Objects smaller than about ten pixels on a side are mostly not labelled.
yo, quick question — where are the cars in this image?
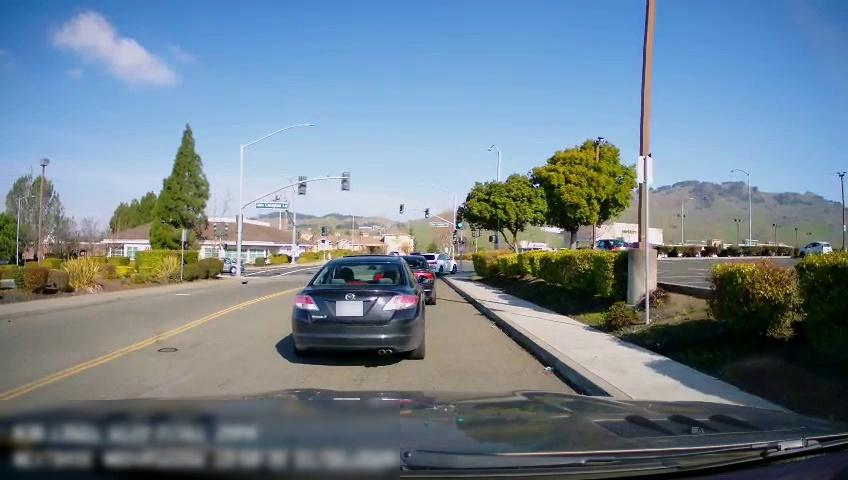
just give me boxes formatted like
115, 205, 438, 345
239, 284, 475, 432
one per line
594, 238, 634, 253
373, 254, 436, 306
290, 254, 428, 360
799, 240, 833, 259
218, 258, 245, 273
419, 252, 458, 278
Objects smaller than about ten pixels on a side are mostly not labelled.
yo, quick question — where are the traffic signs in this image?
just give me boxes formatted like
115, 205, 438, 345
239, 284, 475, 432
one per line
180, 228, 188, 242
254, 199, 288, 209
637, 154, 654, 185
430, 222, 449, 228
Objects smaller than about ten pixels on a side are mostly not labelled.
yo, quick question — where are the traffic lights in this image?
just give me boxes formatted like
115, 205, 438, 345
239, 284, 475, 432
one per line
423, 207, 430, 220
297, 176, 307, 196
399, 202, 404, 214
454, 213, 465, 231
235, 214, 244, 226
340, 170, 351, 192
